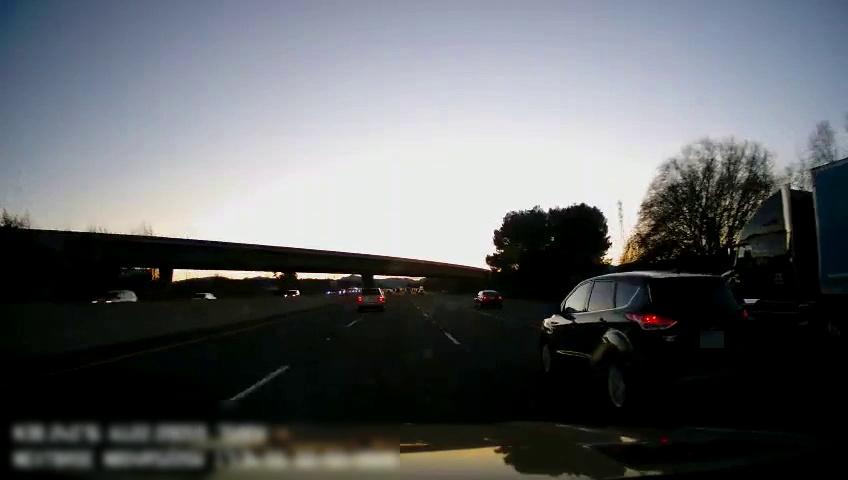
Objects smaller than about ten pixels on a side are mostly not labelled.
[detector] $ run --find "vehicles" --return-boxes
[89,291,139,306]
[474,290,503,308]
[284,290,301,299]
[539,270,752,412]
[189,292,217,302]
[357,287,386,312]
[722,157,848,343]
